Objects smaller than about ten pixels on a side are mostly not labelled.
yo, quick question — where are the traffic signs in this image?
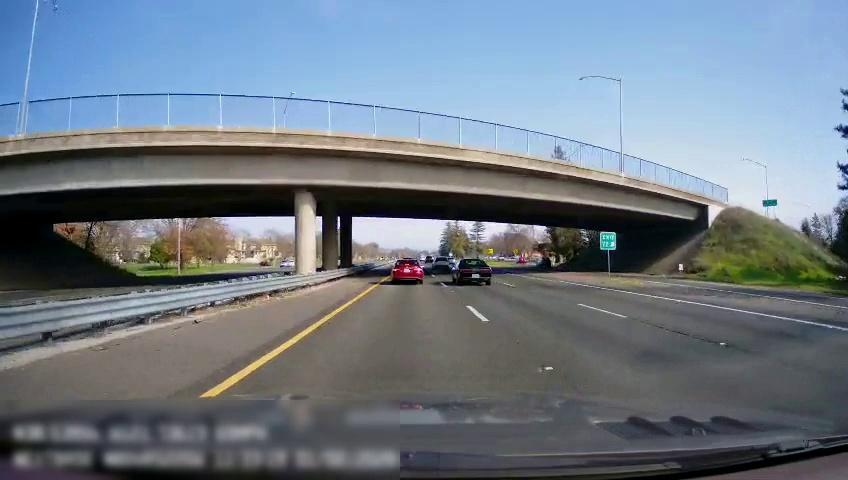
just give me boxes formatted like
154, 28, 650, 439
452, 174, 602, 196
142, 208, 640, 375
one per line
599, 231, 616, 251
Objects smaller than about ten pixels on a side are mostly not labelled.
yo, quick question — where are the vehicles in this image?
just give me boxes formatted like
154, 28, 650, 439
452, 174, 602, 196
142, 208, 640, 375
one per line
452, 258, 494, 287
535, 256, 551, 269
390, 259, 425, 285
432, 256, 450, 272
